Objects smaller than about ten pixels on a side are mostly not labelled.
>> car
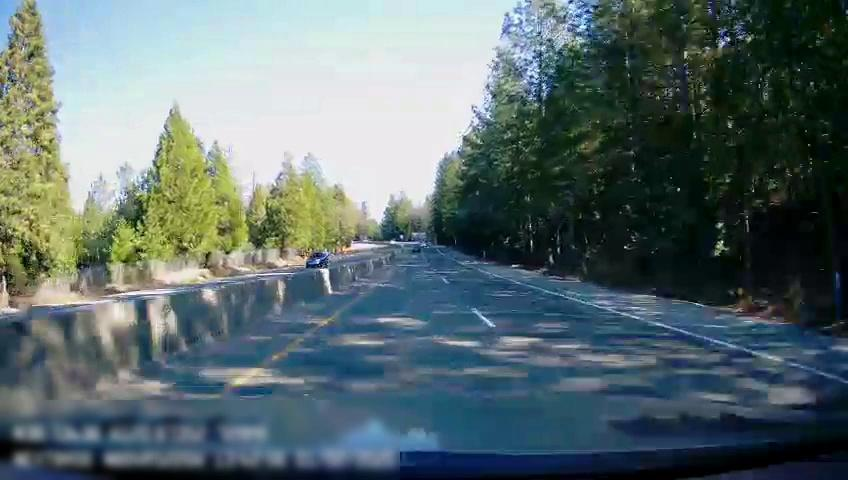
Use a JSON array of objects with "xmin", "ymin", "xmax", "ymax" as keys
[{"xmin": 305, "ymin": 251, "xmax": 330, "ymax": 269}]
